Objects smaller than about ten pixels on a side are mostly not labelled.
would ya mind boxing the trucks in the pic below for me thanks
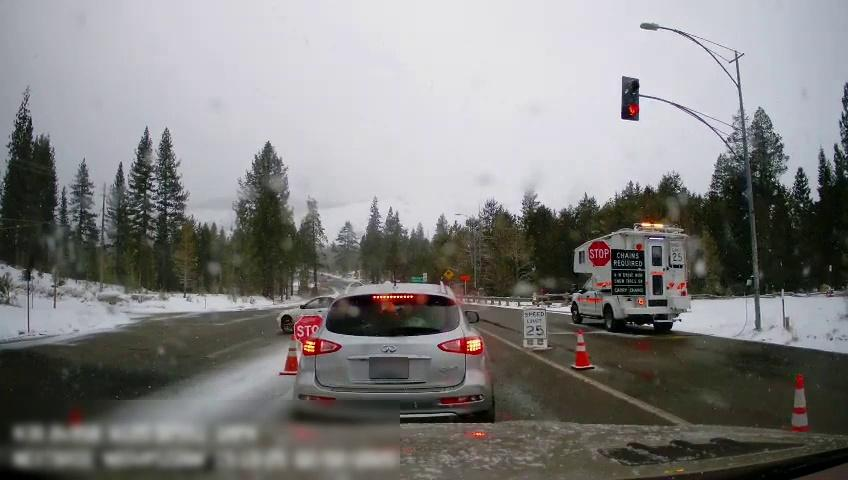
[569,222,693,332]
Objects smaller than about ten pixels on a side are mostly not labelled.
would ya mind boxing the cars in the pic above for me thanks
[277,295,337,334]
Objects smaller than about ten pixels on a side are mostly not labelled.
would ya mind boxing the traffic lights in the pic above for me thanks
[620,74,641,123]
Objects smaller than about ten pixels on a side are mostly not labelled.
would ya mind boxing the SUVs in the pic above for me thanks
[292,280,496,423]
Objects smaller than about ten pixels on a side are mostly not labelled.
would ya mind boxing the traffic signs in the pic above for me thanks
[588,240,612,268]
[522,307,549,340]
[443,268,455,281]
[293,314,324,341]
[411,276,423,283]
[609,248,646,270]
[458,274,471,282]
[610,268,646,295]
[669,239,686,266]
